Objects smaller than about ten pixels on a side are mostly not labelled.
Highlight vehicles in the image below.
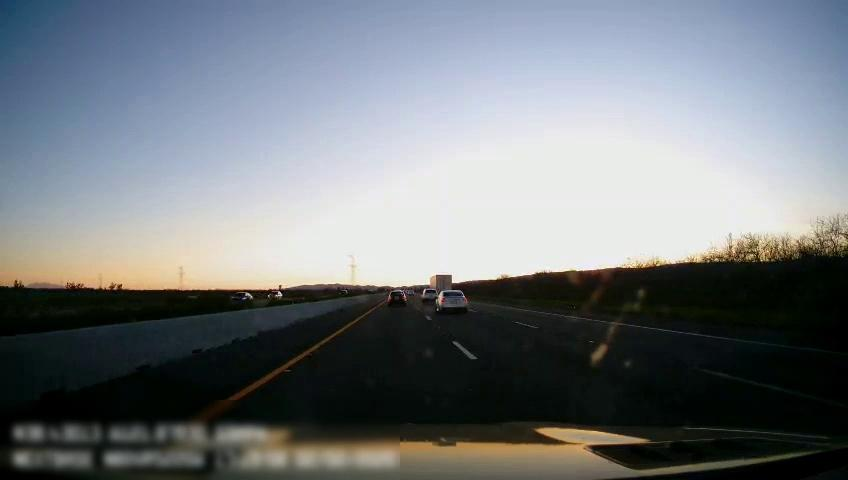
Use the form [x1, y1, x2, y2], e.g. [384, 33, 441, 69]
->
[387, 289, 407, 307]
[436, 289, 468, 314]
[267, 290, 283, 301]
[421, 288, 439, 304]
[230, 291, 254, 303]
[429, 274, 453, 294]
